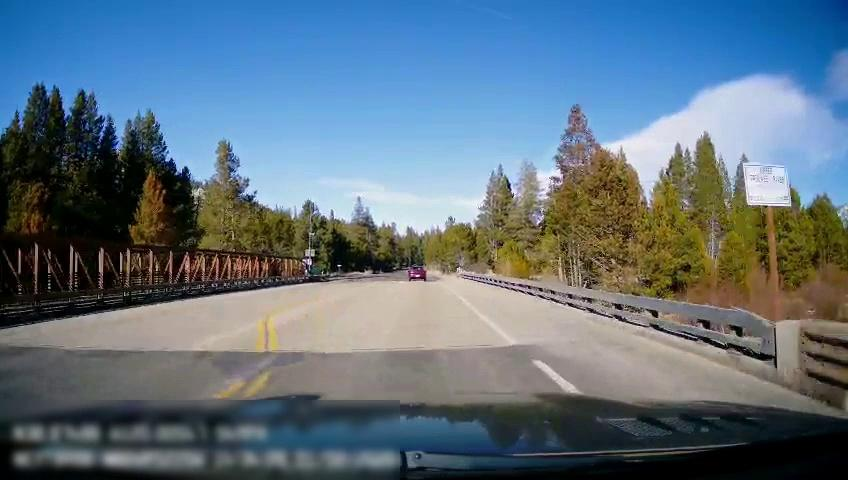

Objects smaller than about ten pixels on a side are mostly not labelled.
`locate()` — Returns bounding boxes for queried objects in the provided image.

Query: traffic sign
[742,162,792,208]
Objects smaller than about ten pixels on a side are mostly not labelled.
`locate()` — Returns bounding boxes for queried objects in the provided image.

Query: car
[408,266,427,282]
